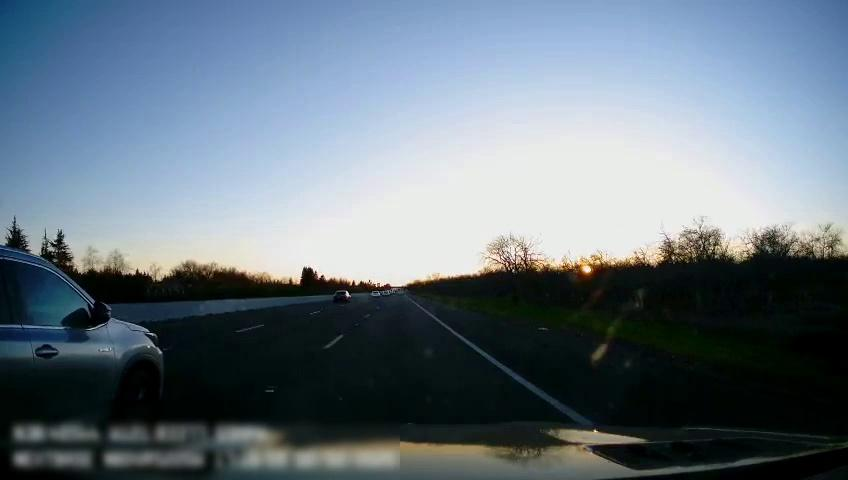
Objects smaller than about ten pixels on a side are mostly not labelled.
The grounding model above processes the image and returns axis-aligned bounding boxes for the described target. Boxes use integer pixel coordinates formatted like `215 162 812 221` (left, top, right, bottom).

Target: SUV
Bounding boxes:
0 246 168 443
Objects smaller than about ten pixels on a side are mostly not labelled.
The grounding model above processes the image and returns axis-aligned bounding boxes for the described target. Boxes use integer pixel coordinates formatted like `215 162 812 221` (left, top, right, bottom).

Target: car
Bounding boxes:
332 290 351 305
